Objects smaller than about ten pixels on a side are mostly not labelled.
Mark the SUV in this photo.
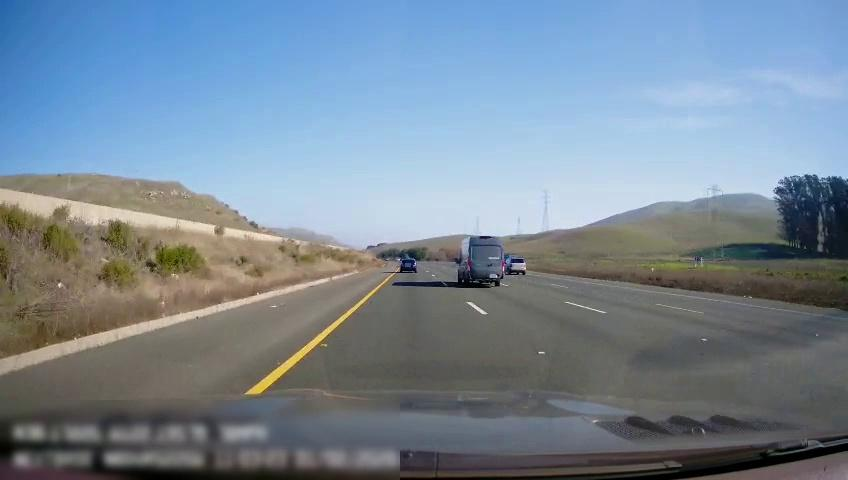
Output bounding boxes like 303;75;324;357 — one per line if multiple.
504;256;527;276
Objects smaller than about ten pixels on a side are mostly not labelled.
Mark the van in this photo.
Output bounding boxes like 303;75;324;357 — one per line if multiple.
454;234;505;287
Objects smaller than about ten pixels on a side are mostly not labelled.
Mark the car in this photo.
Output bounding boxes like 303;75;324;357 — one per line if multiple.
399;257;417;273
